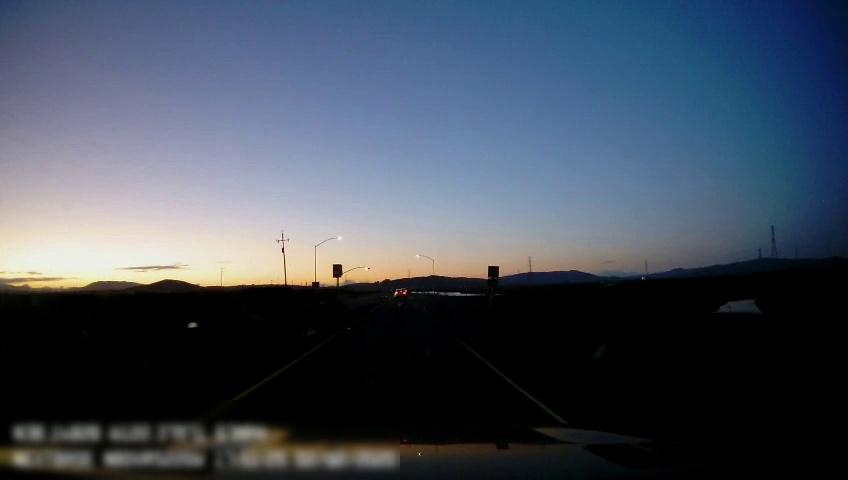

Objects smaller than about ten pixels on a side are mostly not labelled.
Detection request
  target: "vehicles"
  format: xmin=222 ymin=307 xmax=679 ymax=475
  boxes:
xmin=394 ymin=288 xmax=409 ymax=299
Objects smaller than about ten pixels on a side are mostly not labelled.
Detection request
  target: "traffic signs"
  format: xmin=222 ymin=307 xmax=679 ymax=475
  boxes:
xmin=487 ymin=278 xmax=499 ymax=287
xmin=488 ymin=266 xmax=500 ymax=277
